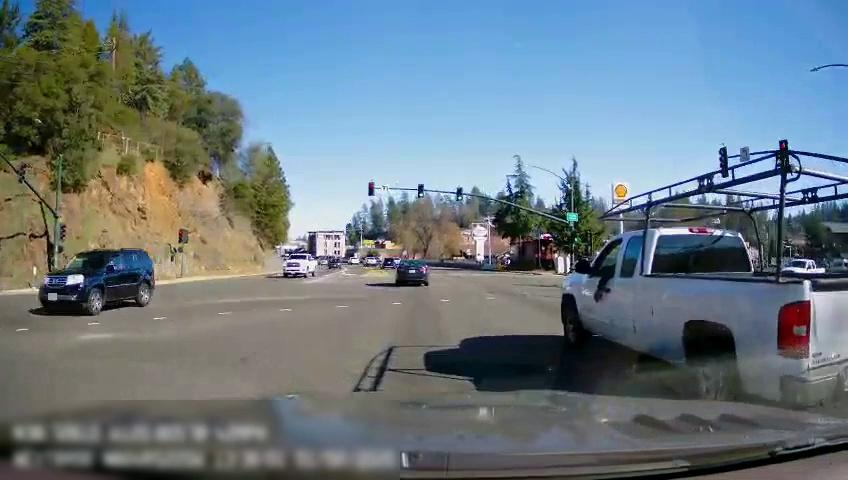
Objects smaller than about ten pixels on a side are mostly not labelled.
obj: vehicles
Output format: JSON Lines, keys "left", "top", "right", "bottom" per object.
{"left": 560, "top": 146, "right": 848, "bottom": 407}
{"left": 283, "top": 253, "right": 318, "bottom": 279}
{"left": 394, "top": 258, "right": 430, "bottom": 286}
{"left": 382, "top": 258, "right": 396, "bottom": 269}
{"left": 38, "top": 247, "right": 158, "bottom": 316}
{"left": 362, "top": 256, "right": 377, "bottom": 266}
{"left": 328, "top": 258, "right": 341, "bottom": 269}
{"left": 347, "top": 257, "right": 360, "bottom": 265}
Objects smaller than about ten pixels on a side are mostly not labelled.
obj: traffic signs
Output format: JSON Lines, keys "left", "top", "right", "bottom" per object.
{"left": 739, "top": 146, "right": 750, "bottom": 163}
{"left": 566, "top": 212, "right": 579, "bottom": 222}
{"left": 381, "top": 184, "right": 392, "bottom": 192}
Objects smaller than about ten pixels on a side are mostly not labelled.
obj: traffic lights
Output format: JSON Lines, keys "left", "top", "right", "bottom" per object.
{"left": 718, "top": 146, "right": 729, "bottom": 178}
{"left": 59, "top": 223, "right": 67, "bottom": 242}
{"left": 572, "top": 232, "right": 578, "bottom": 243}
{"left": 183, "top": 229, "right": 190, "bottom": 244}
{"left": 779, "top": 138, "right": 789, "bottom": 165}
{"left": 177, "top": 228, "right": 184, "bottom": 245}
{"left": 418, "top": 184, "right": 424, "bottom": 198}
{"left": 15, "top": 161, "right": 26, "bottom": 186}
{"left": 368, "top": 181, "right": 376, "bottom": 196}
{"left": 584, "top": 230, "right": 592, "bottom": 244}
{"left": 455, "top": 186, "right": 463, "bottom": 201}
